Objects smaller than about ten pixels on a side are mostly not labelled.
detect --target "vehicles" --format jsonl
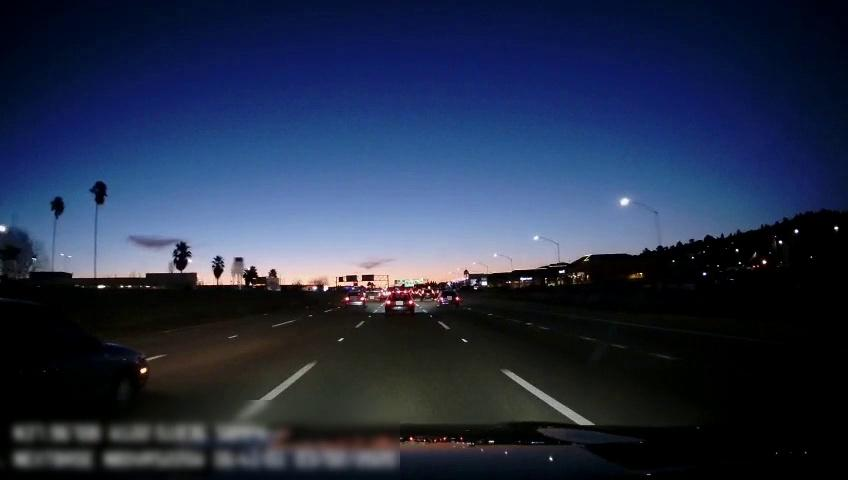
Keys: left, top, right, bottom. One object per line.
{"left": 344, "top": 291, "right": 369, "bottom": 309}
{"left": 435, "top": 290, "right": 460, "bottom": 309}
{"left": 0, "top": 298, "right": 149, "bottom": 430}
{"left": 364, "top": 286, "right": 384, "bottom": 303}
{"left": 385, "top": 292, "right": 415, "bottom": 316}
{"left": 419, "top": 289, "right": 435, "bottom": 301}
